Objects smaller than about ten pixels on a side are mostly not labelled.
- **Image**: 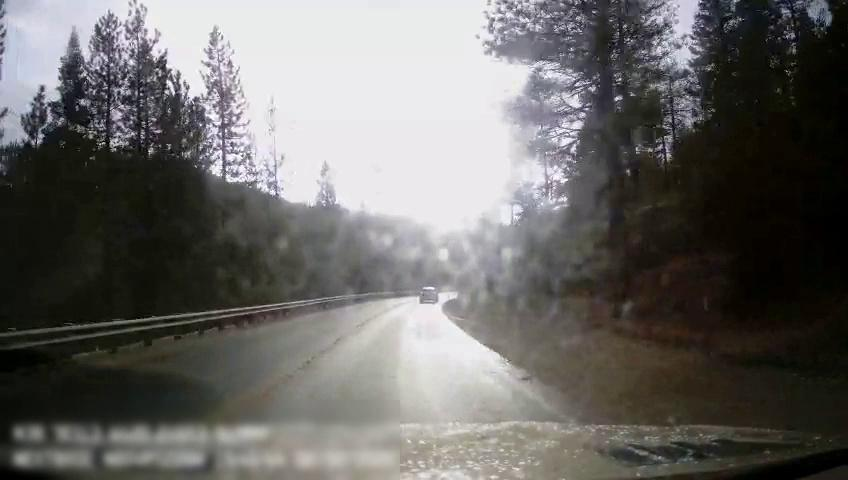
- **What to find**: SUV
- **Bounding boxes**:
[418,286,440,304]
